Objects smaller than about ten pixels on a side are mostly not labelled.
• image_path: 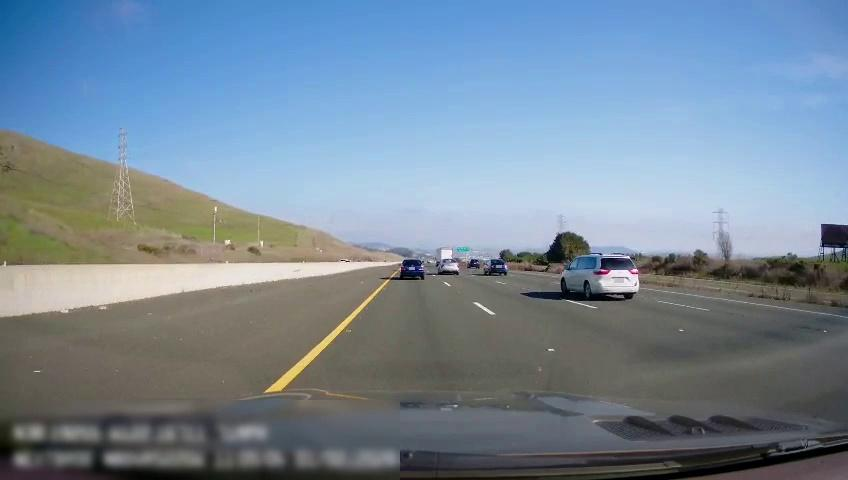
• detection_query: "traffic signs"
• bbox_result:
[454,246,472,254]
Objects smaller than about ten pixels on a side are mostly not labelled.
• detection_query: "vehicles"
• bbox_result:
[467,259,480,269]
[438,259,459,275]
[399,259,424,280]
[559,253,640,301]
[484,259,507,276]
[435,248,453,266]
